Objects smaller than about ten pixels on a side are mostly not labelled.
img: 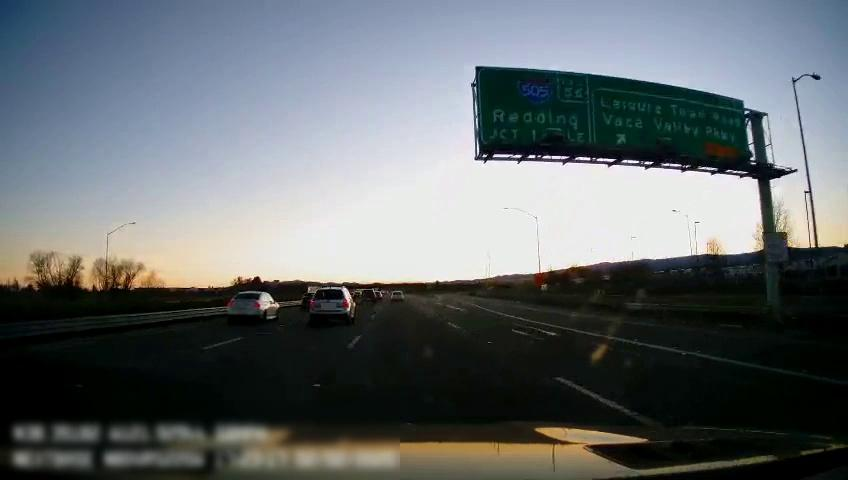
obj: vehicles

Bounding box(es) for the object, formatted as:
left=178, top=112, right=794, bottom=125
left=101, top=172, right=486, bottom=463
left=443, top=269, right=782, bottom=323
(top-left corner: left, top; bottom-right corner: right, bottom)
left=360, top=290, right=376, bottom=305
left=310, top=287, right=357, bottom=327
left=389, top=290, right=404, bottom=302
left=225, top=291, right=281, bottom=326
left=300, top=293, right=315, bottom=311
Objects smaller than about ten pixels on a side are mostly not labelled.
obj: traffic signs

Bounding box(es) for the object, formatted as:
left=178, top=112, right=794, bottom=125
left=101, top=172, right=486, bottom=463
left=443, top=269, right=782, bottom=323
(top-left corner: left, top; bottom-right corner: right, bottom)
left=535, top=274, right=548, bottom=287
left=475, top=67, right=749, bottom=168
left=762, top=232, right=787, bottom=266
